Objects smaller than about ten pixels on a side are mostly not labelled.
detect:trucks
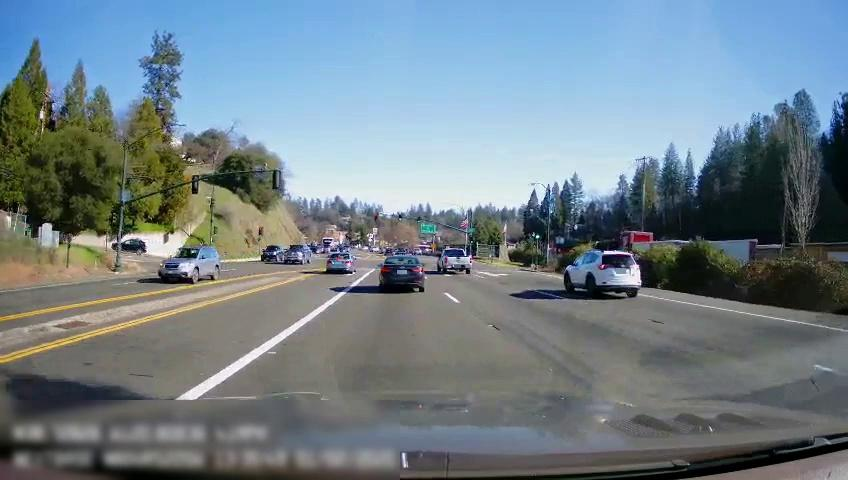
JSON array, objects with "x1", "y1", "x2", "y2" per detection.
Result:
[
  {"x1": 434, "y1": 247, "x2": 472, "y2": 275},
  {"x1": 261, "y1": 245, "x2": 287, "y2": 262}
]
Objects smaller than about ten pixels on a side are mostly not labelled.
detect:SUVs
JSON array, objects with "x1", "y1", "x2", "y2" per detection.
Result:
[
  {"x1": 562, "y1": 250, "x2": 642, "y2": 299},
  {"x1": 283, "y1": 244, "x2": 313, "y2": 265},
  {"x1": 158, "y1": 246, "x2": 221, "y2": 285}
]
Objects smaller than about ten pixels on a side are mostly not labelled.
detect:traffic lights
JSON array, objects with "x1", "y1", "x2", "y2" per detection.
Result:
[
  {"x1": 110, "y1": 210, "x2": 118, "y2": 227},
  {"x1": 272, "y1": 168, "x2": 281, "y2": 190},
  {"x1": 257, "y1": 225, "x2": 266, "y2": 237},
  {"x1": 535, "y1": 227, "x2": 542, "y2": 240},
  {"x1": 191, "y1": 174, "x2": 199, "y2": 194},
  {"x1": 208, "y1": 197, "x2": 216, "y2": 210}
]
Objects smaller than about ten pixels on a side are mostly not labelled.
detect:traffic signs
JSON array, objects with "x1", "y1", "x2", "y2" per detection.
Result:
[
  {"x1": 421, "y1": 223, "x2": 438, "y2": 234},
  {"x1": 465, "y1": 227, "x2": 476, "y2": 235}
]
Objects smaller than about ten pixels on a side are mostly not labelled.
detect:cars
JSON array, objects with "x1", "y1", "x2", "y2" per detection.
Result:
[
  {"x1": 111, "y1": 238, "x2": 147, "y2": 256},
  {"x1": 325, "y1": 252, "x2": 357, "y2": 275},
  {"x1": 377, "y1": 255, "x2": 426, "y2": 294}
]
